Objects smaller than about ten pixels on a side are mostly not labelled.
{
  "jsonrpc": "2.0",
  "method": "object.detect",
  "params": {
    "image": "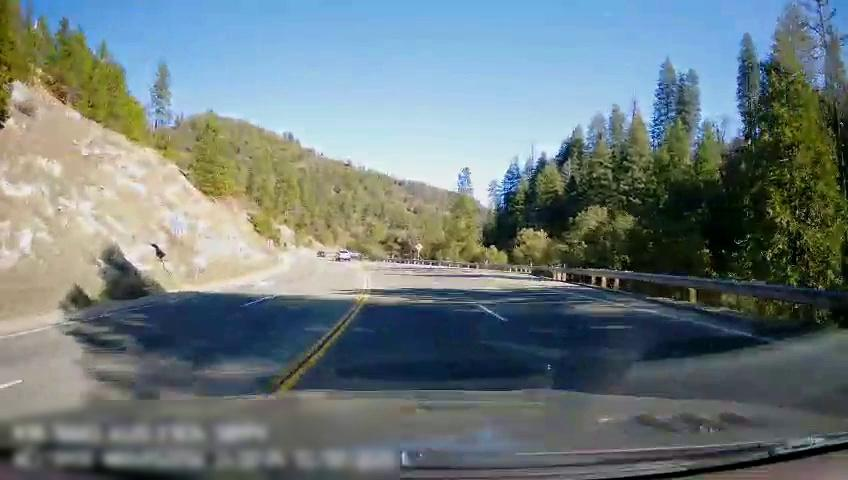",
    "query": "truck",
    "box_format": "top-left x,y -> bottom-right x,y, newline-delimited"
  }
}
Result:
336,248 -> 352,261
